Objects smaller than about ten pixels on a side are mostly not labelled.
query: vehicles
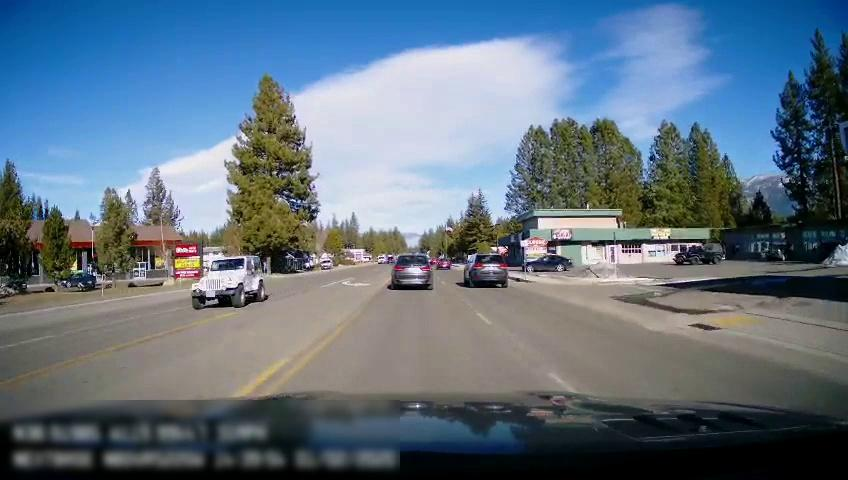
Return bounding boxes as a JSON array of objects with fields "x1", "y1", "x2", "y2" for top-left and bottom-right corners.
[
  {"x1": 319, "y1": 258, "x2": 334, "y2": 270},
  {"x1": 190, "y1": 257, "x2": 265, "y2": 310},
  {"x1": 761, "y1": 244, "x2": 785, "y2": 263},
  {"x1": 436, "y1": 258, "x2": 451, "y2": 270},
  {"x1": 462, "y1": 252, "x2": 510, "y2": 290},
  {"x1": 672, "y1": 245, "x2": 726, "y2": 267},
  {"x1": 523, "y1": 254, "x2": 572, "y2": 273},
  {"x1": 64, "y1": 274, "x2": 91, "y2": 288},
  {"x1": 390, "y1": 255, "x2": 433, "y2": 292}
]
